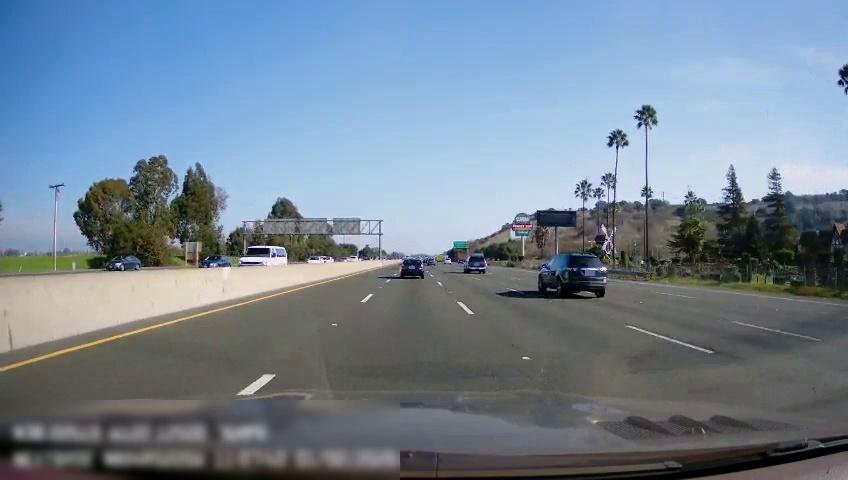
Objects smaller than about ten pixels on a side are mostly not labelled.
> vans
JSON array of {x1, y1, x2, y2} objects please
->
[{"x1": 238, "y1": 245, "x2": 288, "y2": 267}]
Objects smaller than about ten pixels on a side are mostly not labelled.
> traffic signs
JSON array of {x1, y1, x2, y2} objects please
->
[
  {"x1": 332, "y1": 217, "x2": 361, "y2": 236},
  {"x1": 453, "y1": 240, "x2": 469, "y2": 250},
  {"x1": 299, "y1": 217, "x2": 328, "y2": 234},
  {"x1": 263, "y1": 218, "x2": 296, "y2": 235}
]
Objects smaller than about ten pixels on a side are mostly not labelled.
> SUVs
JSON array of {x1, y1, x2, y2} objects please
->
[
  {"x1": 463, "y1": 256, "x2": 487, "y2": 274},
  {"x1": 537, "y1": 250, "x2": 610, "y2": 298},
  {"x1": 399, "y1": 259, "x2": 425, "y2": 279}
]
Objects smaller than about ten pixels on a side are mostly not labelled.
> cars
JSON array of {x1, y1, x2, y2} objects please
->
[
  {"x1": 305, "y1": 255, "x2": 325, "y2": 264},
  {"x1": 105, "y1": 254, "x2": 142, "y2": 271},
  {"x1": 198, "y1": 255, "x2": 233, "y2": 269},
  {"x1": 319, "y1": 255, "x2": 335, "y2": 263}
]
